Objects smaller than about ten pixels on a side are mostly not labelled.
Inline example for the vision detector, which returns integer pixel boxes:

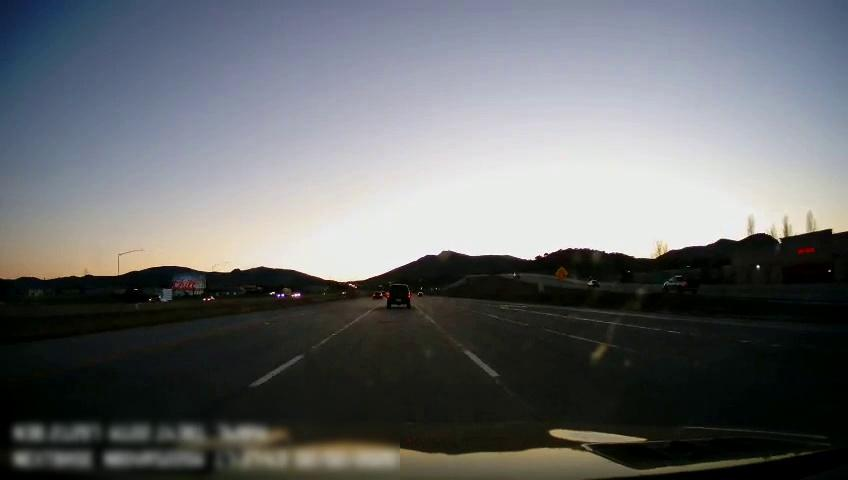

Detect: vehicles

[147,288,173,303]
[386,283,411,309]
[663,274,699,293]
[372,291,384,300]
[202,295,216,302]
[587,279,601,288]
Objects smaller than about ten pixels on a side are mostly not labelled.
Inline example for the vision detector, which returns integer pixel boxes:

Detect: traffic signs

[555,266,569,283]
